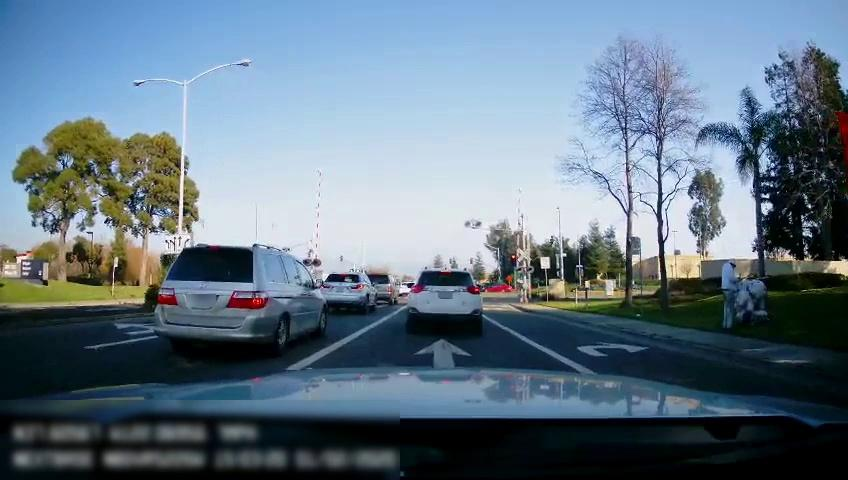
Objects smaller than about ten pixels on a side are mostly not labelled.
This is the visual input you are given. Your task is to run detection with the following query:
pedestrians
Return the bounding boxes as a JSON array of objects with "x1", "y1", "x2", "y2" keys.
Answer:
[{"x1": 720, "y1": 259, "x2": 739, "y2": 330}]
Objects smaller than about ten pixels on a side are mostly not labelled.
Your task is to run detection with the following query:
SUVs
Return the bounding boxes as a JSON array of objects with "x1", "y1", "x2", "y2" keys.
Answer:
[
  {"x1": 320, "y1": 271, "x2": 377, "y2": 313},
  {"x1": 398, "y1": 281, "x2": 417, "y2": 297},
  {"x1": 406, "y1": 270, "x2": 484, "y2": 335},
  {"x1": 363, "y1": 272, "x2": 399, "y2": 305}
]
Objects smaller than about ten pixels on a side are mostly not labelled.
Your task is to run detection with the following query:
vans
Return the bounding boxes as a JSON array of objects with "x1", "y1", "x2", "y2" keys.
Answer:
[{"x1": 154, "y1": 242, "x2": 330, "y2": 355}]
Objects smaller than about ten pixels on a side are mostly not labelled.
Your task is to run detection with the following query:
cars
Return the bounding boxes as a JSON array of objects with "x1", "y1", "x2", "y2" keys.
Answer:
[{"x1": 480, "y1": 282, "x2": 513, "y2": 294}]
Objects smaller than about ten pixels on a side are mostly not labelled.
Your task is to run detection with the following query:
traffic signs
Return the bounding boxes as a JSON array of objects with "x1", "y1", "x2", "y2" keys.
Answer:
[
  {"x1": 516, "y1": 246, "x2": 532, "y2": 263},
  {"x1": 630, "y1": 247, "x2": 641, "y2": 256},
  {"x1": 539, "y1": 256, "x2": 551, "y2": 270},
  {"x1": 630, "y1": 236, "x2": 641, "y2": 248},
  {"x1": 159, "y1": 233, "x2": 193, "y2": 256}
]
